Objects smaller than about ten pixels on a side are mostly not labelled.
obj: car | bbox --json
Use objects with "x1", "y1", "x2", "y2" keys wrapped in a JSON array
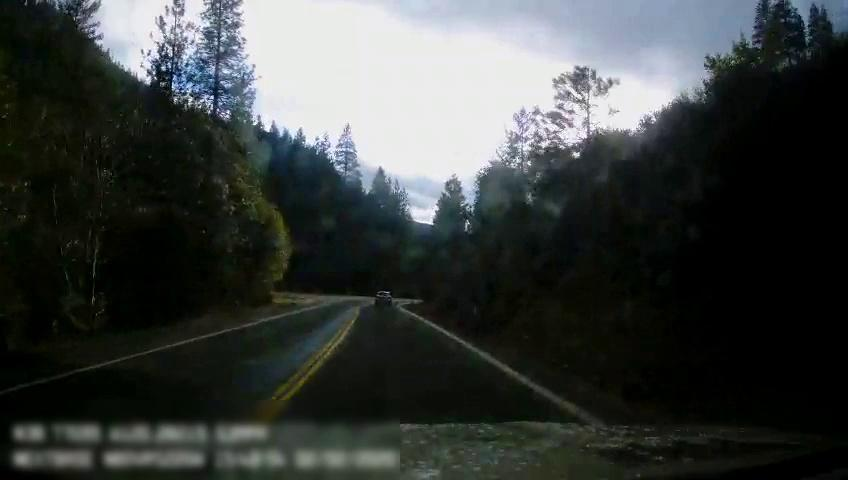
[{"x1": 374, "y1": 291, "x2": 392, "y2": 306}]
